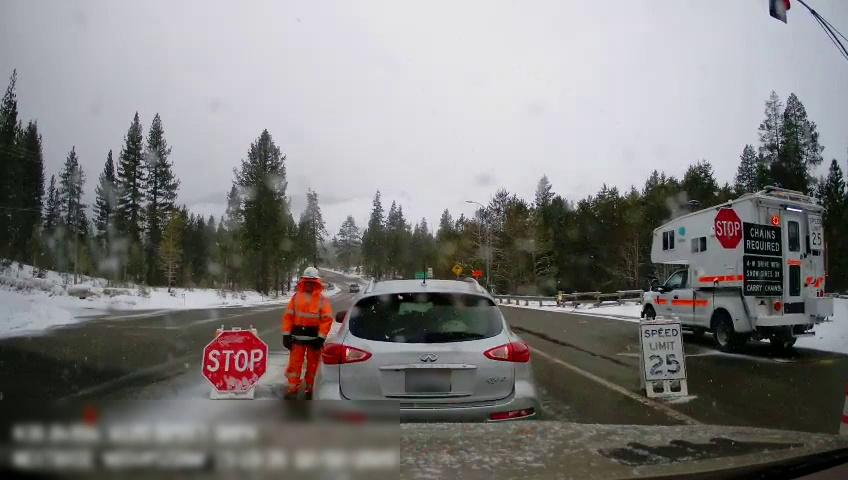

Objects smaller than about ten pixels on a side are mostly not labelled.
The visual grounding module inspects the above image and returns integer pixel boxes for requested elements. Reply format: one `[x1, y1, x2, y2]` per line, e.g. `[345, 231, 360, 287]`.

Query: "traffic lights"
[768, 0, 793, 25]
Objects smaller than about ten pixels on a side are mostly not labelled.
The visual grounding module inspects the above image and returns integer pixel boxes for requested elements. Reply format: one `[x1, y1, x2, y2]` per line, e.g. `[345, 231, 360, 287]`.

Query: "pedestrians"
[282, 265, 333, 397]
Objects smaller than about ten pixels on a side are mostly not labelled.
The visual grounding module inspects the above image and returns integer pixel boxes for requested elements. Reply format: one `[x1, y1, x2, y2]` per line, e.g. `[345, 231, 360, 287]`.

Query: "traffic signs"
[741, 254, 784, 298]
[638, 318, 686, 380]
[713, 207, 744, 250]
[200, 329, 270, 394]
[414, 271, 428, 279]
[742, 221, 783, 257]
[451, 264, 463, 276]
[807, 212, 826, 251]
[471, 270, 483, 278]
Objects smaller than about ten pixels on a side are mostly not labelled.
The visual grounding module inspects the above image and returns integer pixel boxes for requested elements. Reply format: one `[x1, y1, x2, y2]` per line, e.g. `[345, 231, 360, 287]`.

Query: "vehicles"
[349, 283, 360, 293]
[639, 185, 835, 354]
[309, 276, 543, 425]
